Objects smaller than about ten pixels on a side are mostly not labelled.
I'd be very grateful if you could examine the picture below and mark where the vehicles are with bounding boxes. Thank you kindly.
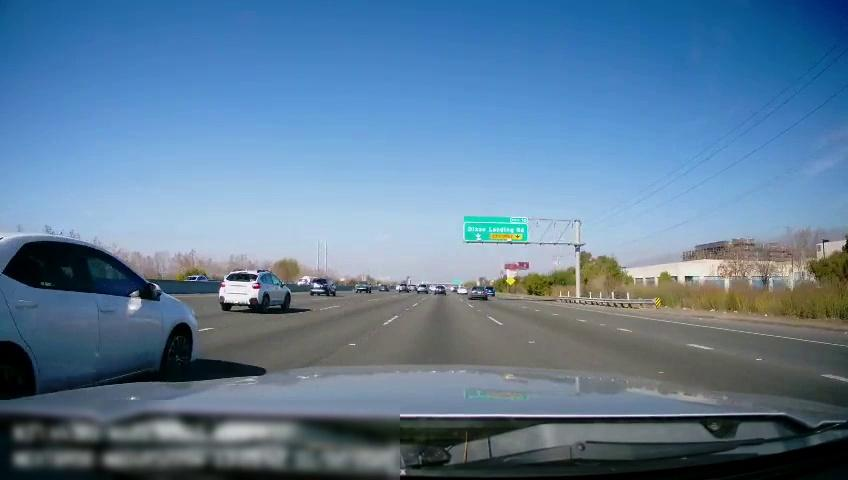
[467,285,488,300]
[183,274,209,282]
[309,277,336,296]
[416,283,429,294]
[398,283,409,293]
[296,275,315,285]
[457,286,468,295]
[482,286,496,297]
[434,285,447,296]
[378,284,390,292]
[0,231,199,402]
[355,281,371,293]
[218,268,292,314]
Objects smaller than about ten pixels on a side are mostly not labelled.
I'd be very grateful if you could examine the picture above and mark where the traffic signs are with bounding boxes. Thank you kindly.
[462,215,530,244]
[452,279,463,284]
[505,275,516,286]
